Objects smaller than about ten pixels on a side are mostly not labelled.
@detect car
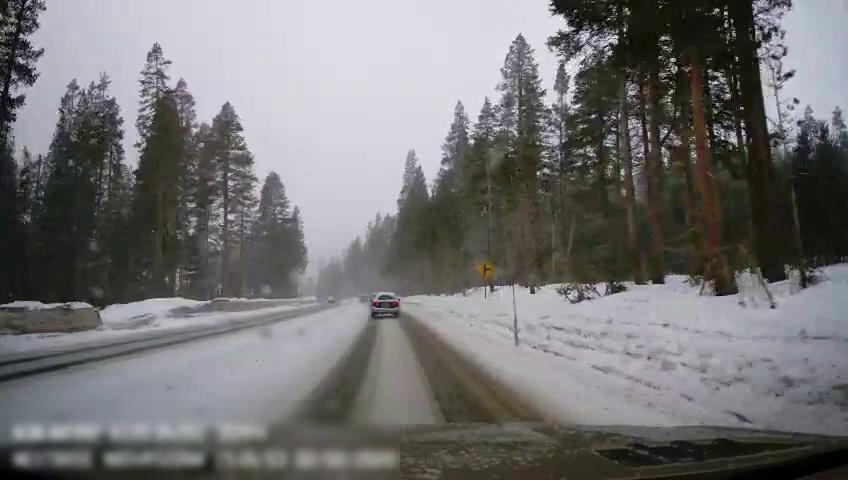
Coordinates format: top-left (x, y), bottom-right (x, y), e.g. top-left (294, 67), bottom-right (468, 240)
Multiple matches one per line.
top-left (369, 290), bottom-right (402, 318)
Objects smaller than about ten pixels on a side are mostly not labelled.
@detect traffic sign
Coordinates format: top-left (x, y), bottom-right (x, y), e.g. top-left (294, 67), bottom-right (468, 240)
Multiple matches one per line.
top-left (474, 259), bottom-right (496, 280)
